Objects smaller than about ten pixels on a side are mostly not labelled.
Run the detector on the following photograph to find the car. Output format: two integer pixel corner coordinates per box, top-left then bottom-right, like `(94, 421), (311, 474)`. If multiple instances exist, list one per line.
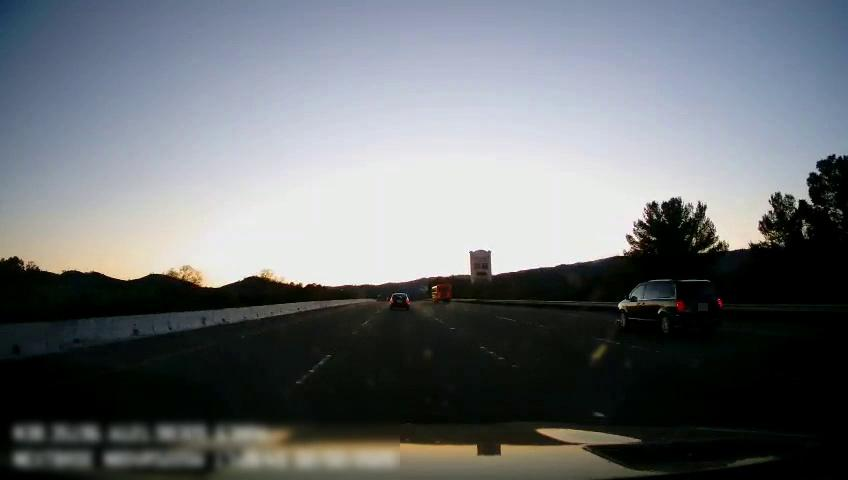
(390, 293), (410, 310)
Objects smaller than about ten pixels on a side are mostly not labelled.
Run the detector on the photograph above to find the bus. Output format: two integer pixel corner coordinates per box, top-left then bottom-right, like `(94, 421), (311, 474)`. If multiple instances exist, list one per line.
(432, 284), (451, 303)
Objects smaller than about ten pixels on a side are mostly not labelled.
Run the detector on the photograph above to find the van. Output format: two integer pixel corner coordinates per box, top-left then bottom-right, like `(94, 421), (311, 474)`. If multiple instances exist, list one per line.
(616, 278), (723, 338)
